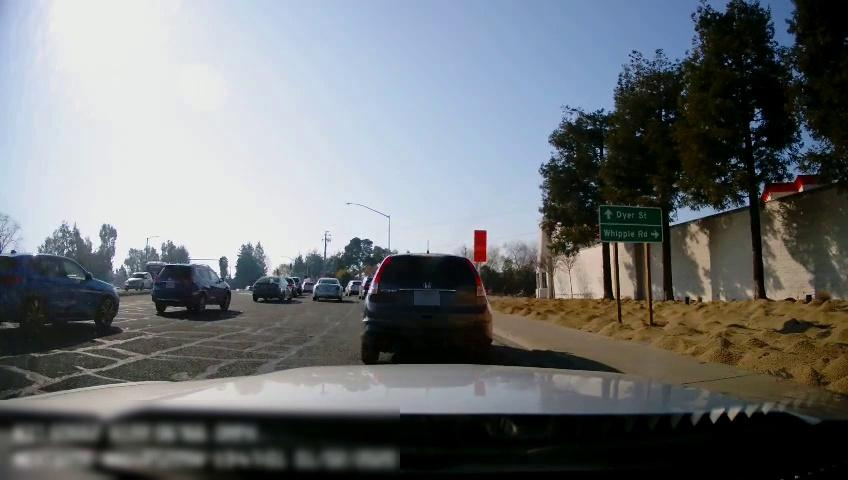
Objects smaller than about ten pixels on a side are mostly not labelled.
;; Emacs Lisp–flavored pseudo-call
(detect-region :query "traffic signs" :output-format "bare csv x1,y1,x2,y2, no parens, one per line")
472,229,489,263
598,206,663,243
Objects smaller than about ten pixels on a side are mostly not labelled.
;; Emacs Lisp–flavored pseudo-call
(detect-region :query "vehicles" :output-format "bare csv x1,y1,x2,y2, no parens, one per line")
138,262,167,278
358,255,492,366
123,272,153,292
311,277,344,302
151,263,233,319
251,275,293,302
357,277,376,300
345,279,363,297
0,254,120,334
302,281,316,294
282,277,303,296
